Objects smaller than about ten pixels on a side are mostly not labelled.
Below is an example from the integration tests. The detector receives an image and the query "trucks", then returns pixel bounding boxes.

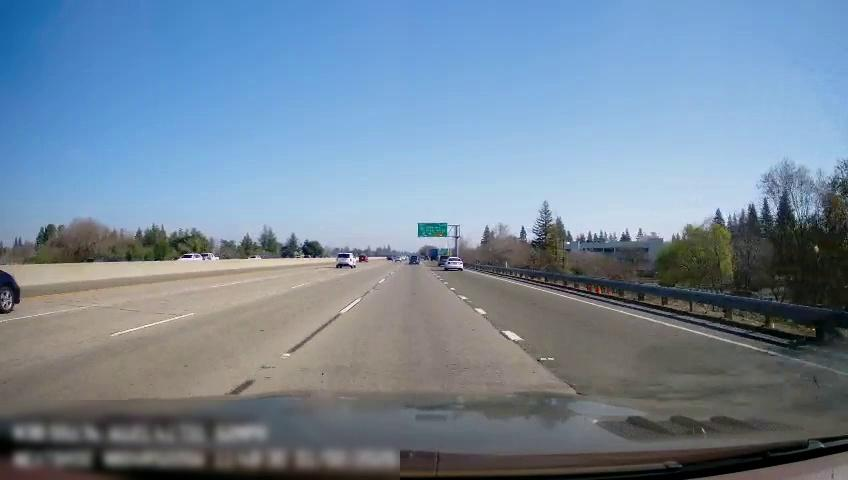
[199,253,220,261]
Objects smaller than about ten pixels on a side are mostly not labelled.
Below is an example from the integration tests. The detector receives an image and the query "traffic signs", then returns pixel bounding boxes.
[415,222,448,238]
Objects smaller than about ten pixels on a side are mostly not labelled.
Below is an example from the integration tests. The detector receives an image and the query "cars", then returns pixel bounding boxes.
[445,256,464,271]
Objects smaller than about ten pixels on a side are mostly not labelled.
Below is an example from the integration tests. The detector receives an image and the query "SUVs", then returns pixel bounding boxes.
[335,252,359,270]
[436,256,449,267]
[177,254,203,262]
[0,269,21,315]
